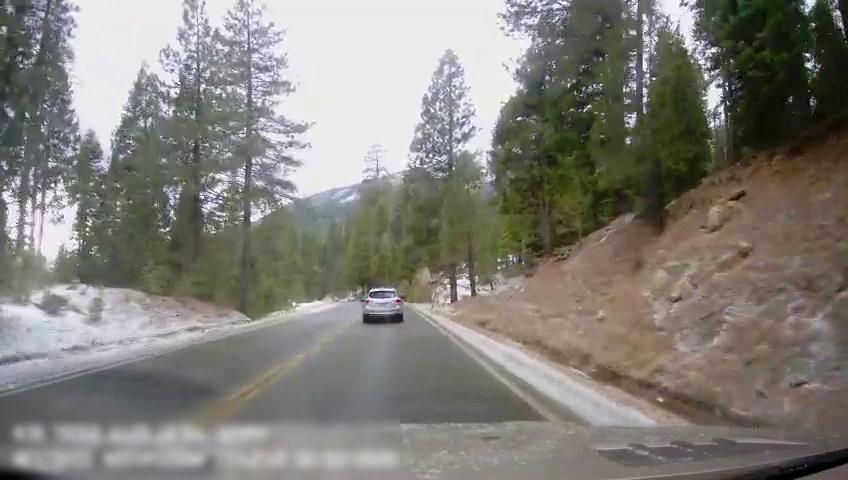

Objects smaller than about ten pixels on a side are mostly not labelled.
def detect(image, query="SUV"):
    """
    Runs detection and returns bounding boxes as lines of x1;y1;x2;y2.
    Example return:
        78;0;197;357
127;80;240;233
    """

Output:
363;287;405;324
